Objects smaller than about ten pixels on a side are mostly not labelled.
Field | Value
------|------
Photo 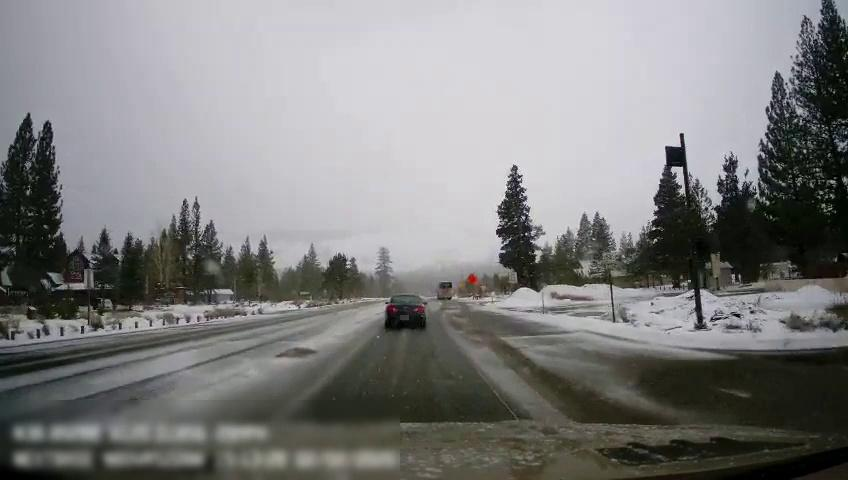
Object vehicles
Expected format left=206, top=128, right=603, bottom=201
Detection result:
left=384, top=294, right=428, bottom=329
left=92, top=299, right=102, bottom=310
left=99, top=299, right=113, bottom=312
left=437, top=281, right=452, bottom=300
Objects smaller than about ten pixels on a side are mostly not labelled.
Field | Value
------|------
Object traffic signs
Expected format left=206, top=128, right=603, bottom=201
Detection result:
left=508, top=272, right=518, bottom=284
left=604, top=253, right=615, bottom=264
left=467, top=274, right=477, bottom=285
